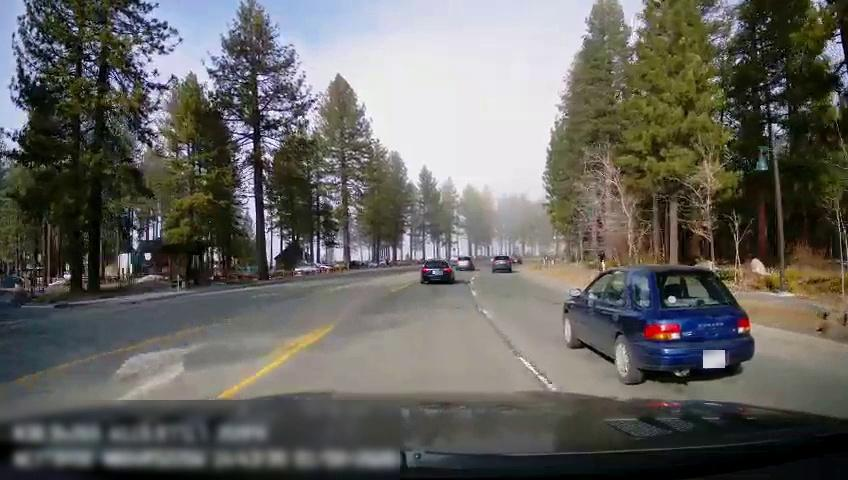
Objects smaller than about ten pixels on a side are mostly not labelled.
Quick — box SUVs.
[491,256,514,274]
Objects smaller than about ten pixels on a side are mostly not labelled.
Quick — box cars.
[296,261,325,273]
[560,266,754,386]
[421,260,454,285]
[456,257,473,270]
